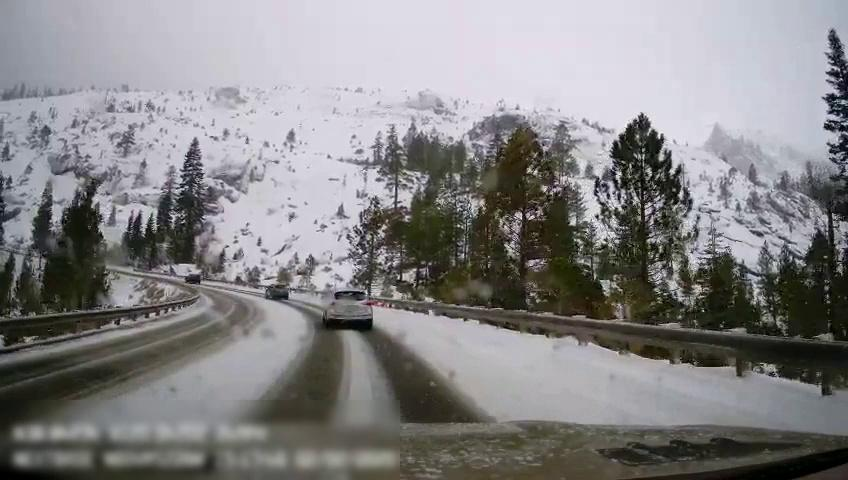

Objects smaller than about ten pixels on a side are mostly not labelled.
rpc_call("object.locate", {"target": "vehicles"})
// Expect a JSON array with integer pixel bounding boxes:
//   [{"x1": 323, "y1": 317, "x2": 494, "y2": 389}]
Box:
[
  {"x1": 265, "y1": 283, "x2": 289, "y2": 300},
  {"x1": 185, "y1": 274, "x2": 201, "y2": 285},
  {"x1": 320, "y1": 287, "x2": 373, "y2": 329}
]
